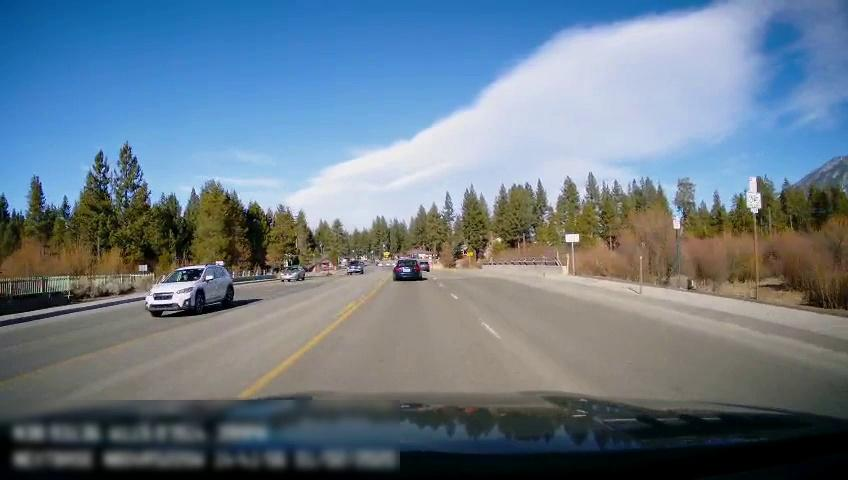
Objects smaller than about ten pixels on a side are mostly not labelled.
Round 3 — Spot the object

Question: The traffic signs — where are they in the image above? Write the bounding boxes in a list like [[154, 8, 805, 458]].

[[746, 192, 761, 210]]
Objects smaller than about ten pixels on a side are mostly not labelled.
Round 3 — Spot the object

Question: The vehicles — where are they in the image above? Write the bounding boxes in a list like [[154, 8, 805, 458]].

[[145, 265, 234, 318], [393, 258, 422, 281], [280, 267, 305, 281], [346, 261, 365, 274], [419, 261, 430, 272]]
